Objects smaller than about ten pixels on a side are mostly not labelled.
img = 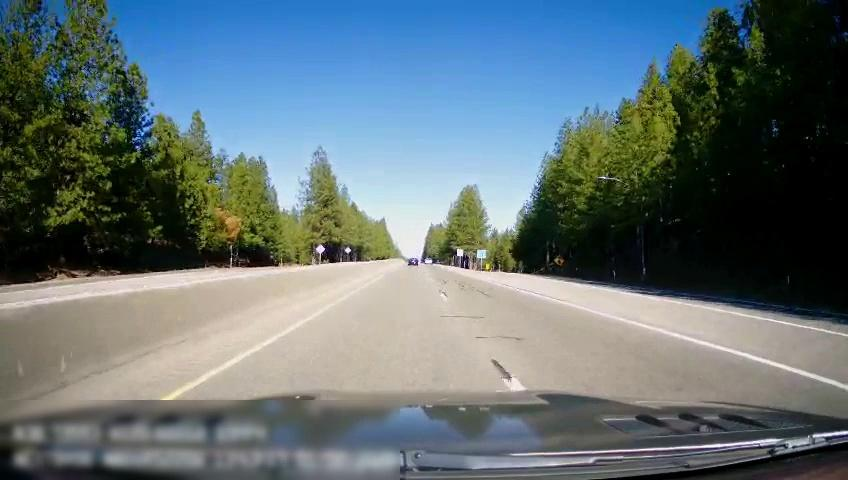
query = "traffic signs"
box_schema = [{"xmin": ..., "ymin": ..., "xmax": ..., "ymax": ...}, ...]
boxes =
[
  {"xmin": 476, "ymin": 249, "xmax": 487, "ymax": 259},
  {"xmin": 553, "ymin": 254, "xmax": 565, "ymax": 265}
]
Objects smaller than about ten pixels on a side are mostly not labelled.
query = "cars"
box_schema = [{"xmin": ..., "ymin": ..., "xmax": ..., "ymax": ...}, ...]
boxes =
[{"xmin": 407, "ymin": 257, "xmax": 419, "ymax": 267}]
